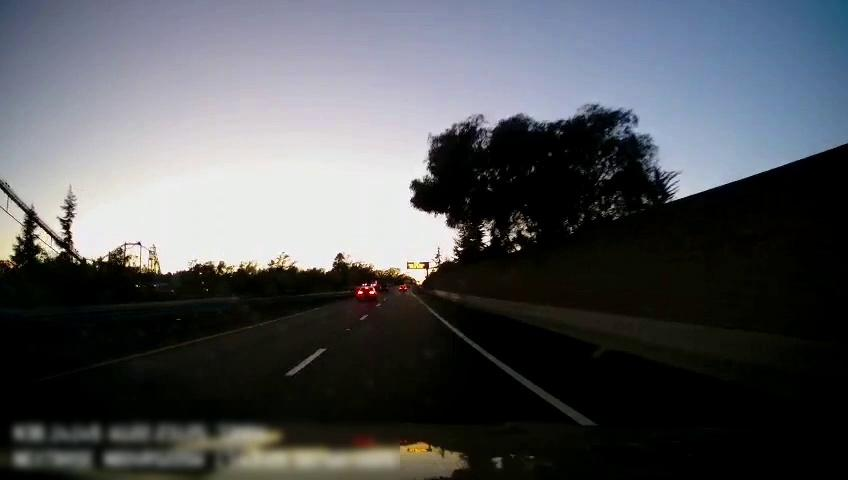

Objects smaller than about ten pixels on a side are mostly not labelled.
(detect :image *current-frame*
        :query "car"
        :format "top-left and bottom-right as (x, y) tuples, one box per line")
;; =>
(356, 285), (378, 302)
